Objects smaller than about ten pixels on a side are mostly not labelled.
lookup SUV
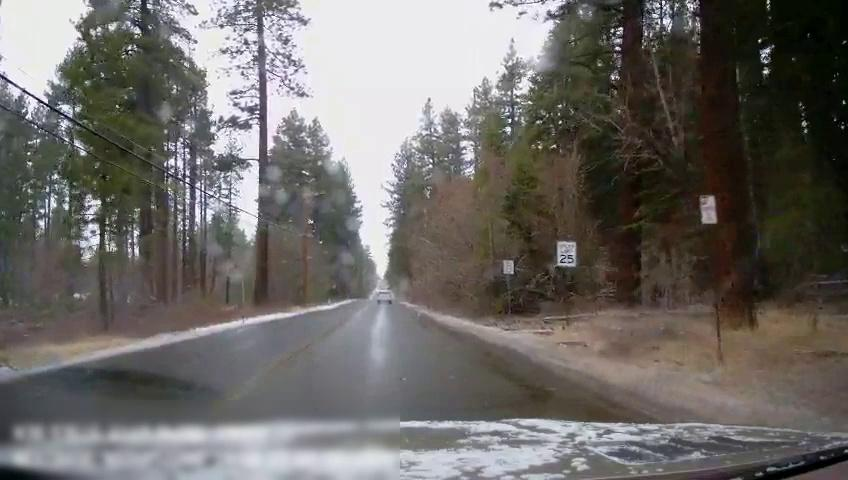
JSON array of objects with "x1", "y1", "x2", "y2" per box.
[{"x1": 374, "y1": 288, "x2": 394, "y2": 305}]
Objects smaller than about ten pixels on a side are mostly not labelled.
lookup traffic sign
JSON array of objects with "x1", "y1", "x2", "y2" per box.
[{"x1": 556, "y1": 240, "x2": 577, "y2": 269}]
